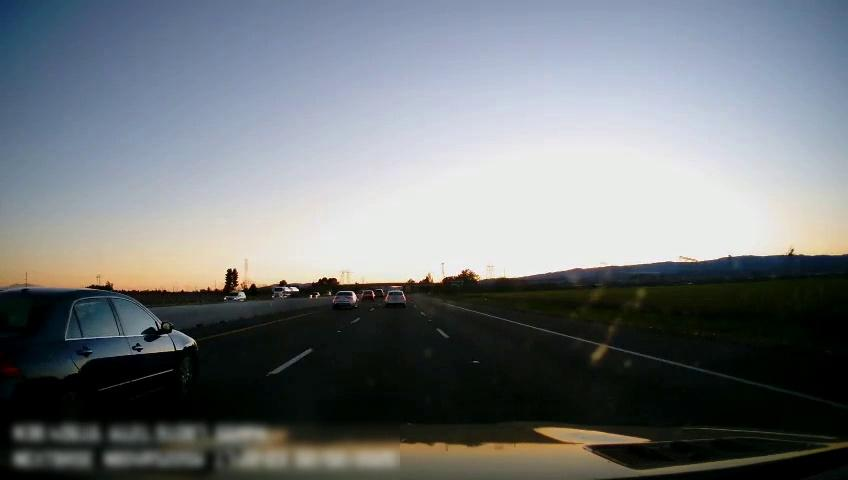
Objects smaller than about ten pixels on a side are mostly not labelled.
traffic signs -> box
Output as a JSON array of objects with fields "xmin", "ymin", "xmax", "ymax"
[{"xmin": 452, "ymin": 279, "xmax": 466, "ymax": 290}]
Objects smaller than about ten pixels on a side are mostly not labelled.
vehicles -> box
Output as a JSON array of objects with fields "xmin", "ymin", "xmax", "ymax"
[
  {"xmin": 309, "ymin": 291, "xmax": 320, "ymax": 299},
  {"xmin": 361, "ymin": 289, "xmax": 377, "ymax": 304},
  {"xmin": 271, "ymin": 285, "xmax": 292, "ymax": 301},
  {"xmin": 223, "ymin": 291, "xmax": 247, "ymax": 303},
  {"xmin": 289, "ymin": 285, "xmax": 300, "ymax": 293},
  {"xmin": 384, "ymin": 290, "xmax": 407, "ymax": 308},
  {"xmin": 332, "ymin": 290, "xmax": 360, "ymax": 310},
  {"xmin": 0, "ymin": 288, "xmax": 202, "ymax": 430}
]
